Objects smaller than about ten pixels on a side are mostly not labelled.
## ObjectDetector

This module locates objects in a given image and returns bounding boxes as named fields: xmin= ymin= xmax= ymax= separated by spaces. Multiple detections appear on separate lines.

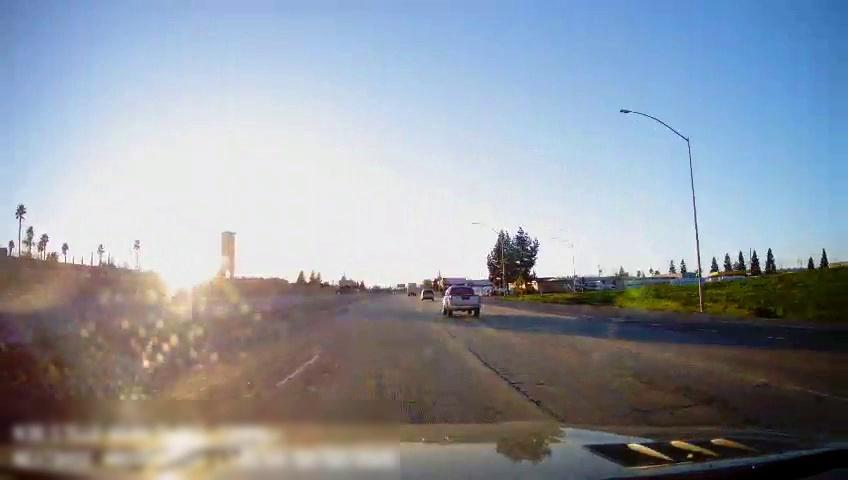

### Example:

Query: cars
xmin=421 ymin=289 xmax=435 ymax=301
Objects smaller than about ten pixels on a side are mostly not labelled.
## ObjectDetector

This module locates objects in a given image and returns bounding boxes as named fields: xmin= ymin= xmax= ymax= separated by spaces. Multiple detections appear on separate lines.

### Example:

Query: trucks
xmin=408 ymin=283 xmax=416 ymax=296
xmin=442 ymin=285 xmax=481 ymax=317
